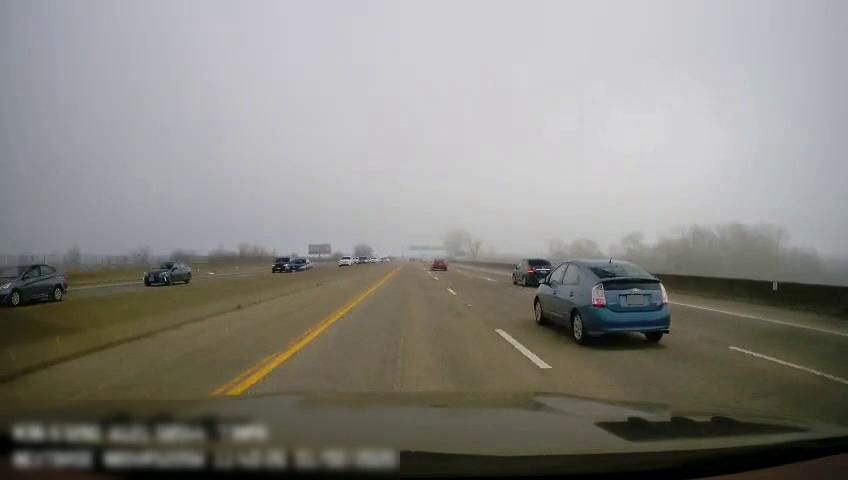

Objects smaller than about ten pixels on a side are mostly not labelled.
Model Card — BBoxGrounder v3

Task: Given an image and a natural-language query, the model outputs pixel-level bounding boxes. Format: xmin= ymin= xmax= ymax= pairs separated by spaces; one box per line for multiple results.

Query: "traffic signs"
xmin=406 ymin=245 xmax=442 ymax=251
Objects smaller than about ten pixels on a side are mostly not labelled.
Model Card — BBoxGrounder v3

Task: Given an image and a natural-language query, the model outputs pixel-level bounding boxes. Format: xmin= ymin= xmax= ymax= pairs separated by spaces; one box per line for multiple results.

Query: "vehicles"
xmin=284 ymin=257 xmax=314 ymax=274
xmin=338 ymin=255 xmax=355 ymax=267
xmin=430 ymin=258 xmax=448 ymax=272
xmin=357 ymin=256 xmax=370 ymax=265
xmin=532 ymin=258 xmax=674 ymax=346
xmin=142 ymin=260 xmax=194 ymax=288
xmin=511 ymin=258 xmax=559 ymax=287
xmin=0 ymin=263 xmax=69 ymax=307
xmin=271 ymin=256 xmax=295 ymax=274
